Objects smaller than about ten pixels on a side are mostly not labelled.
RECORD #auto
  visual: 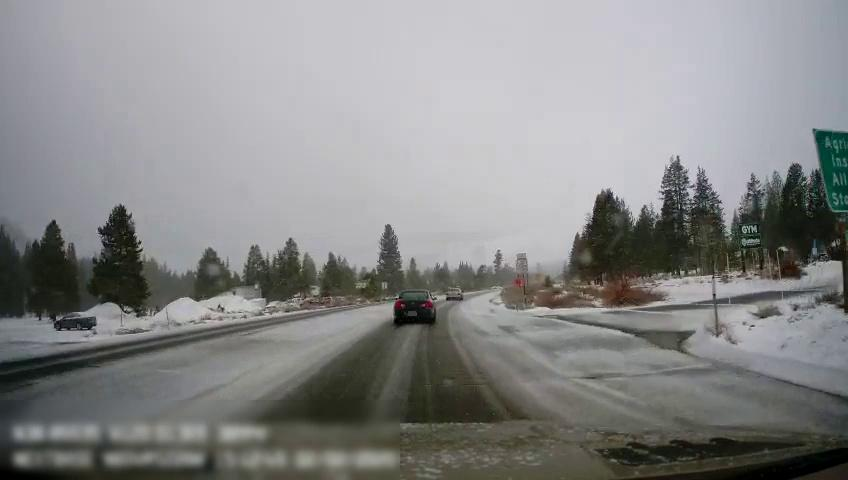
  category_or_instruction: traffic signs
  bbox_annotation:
[812,129,848,213]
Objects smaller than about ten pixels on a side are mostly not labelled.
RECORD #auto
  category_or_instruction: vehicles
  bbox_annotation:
[54,312,97,331]
[446,288,463,301]
[394,289,438,324]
